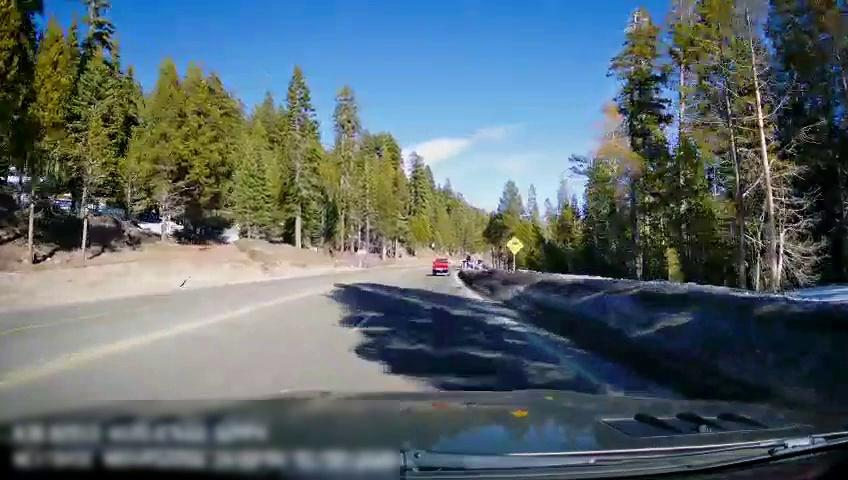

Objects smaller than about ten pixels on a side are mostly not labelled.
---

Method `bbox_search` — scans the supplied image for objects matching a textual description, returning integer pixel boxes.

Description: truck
[431,257,451,277]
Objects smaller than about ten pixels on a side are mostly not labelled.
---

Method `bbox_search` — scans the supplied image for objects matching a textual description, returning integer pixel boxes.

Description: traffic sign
[505,235,525,256]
